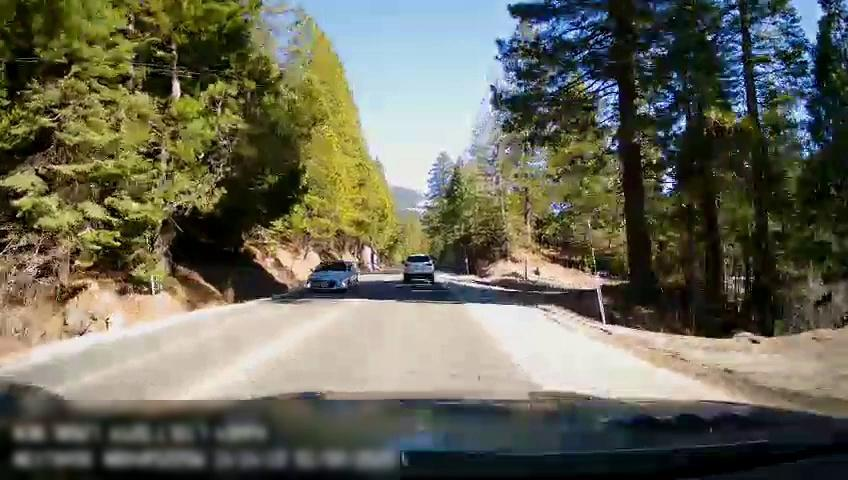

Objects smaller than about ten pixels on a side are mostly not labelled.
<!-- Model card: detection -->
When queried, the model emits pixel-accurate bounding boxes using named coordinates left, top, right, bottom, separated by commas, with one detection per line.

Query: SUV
left=403, top=254, right=436, bottom=284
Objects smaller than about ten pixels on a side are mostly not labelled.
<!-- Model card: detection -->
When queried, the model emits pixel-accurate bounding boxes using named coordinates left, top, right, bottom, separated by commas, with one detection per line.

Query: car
left=306, top=260, right=361, bottom=295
